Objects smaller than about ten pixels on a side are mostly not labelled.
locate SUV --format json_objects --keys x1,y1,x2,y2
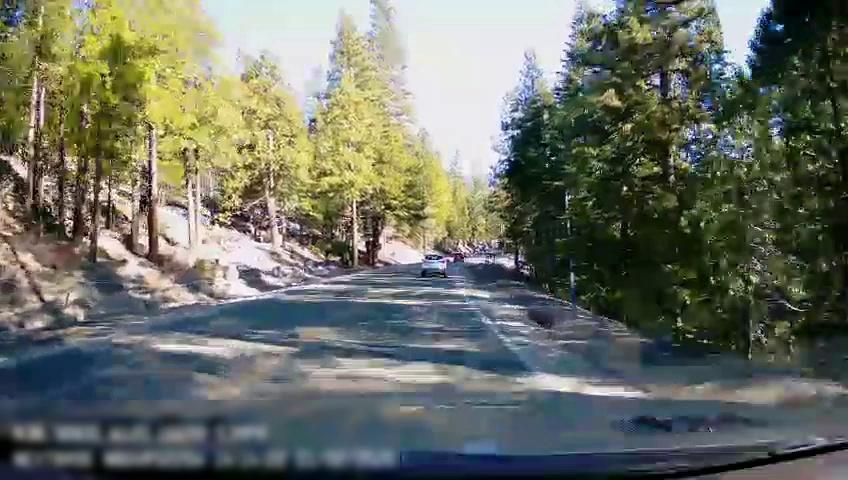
[{"x1": 420, "y1": 253, "x2": 448, "y2": 280}]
